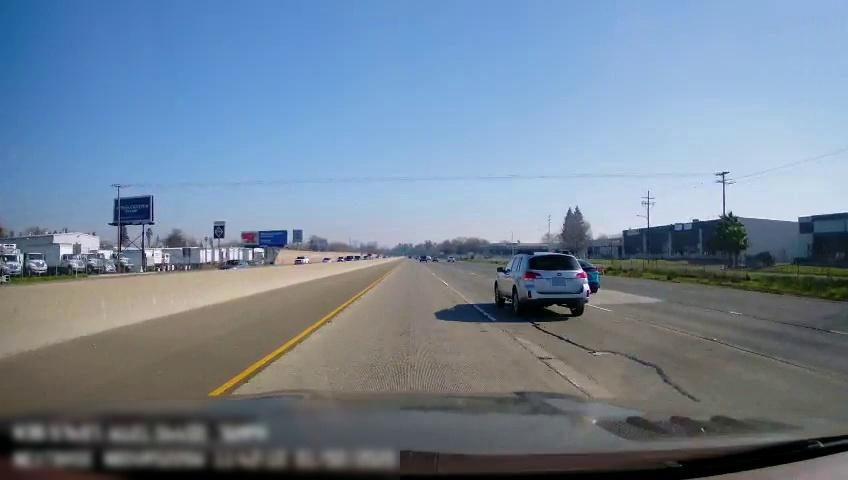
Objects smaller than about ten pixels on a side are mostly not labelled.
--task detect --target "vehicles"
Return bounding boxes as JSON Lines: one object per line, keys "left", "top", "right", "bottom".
{"left": 320, "top": 257, "right": 333, "bottom": 264}
{"left": 494, "top": 253, "right": 590, "bottom": 316}
{"left": 576, "top": 259, "right": 601, "bottom": 293}
{"left": 294, "top": 256, "right": 311, "bottom": 265}
{"left": 217, "top": 259, "right": 249, "bottom": 271}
